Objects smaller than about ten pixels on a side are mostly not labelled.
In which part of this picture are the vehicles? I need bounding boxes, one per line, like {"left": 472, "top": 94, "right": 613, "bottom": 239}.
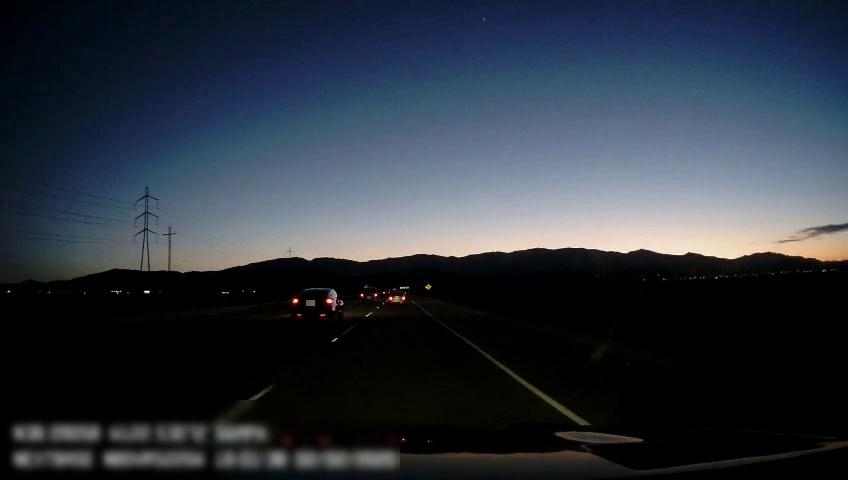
{"left": 388, "top": 289, "right": 407, "bottom": 304}
{"left": 289, "top": 288, "right": 346, "bottom": 330}
{"left": 359, "top": 287, "right": 380, "bottom": 302}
